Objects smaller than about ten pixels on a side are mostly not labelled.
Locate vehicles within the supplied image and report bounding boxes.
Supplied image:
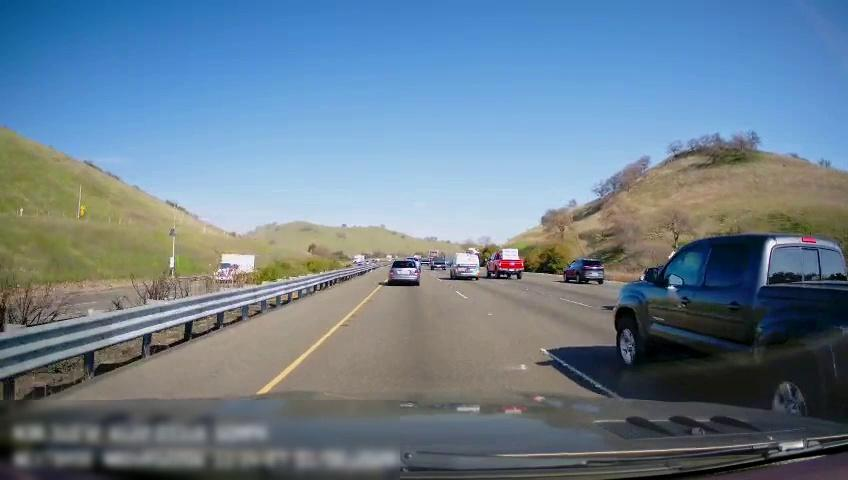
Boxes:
[563,257,606,285]
[431,256,448,271]
[485,248,525,280]
[449,247,481,281]
[215,253,256,284]
[353,254,365,263]
[406,256,422,273]
[388,258,420,286]
[420,257,430,266]
[611,232,848,423]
